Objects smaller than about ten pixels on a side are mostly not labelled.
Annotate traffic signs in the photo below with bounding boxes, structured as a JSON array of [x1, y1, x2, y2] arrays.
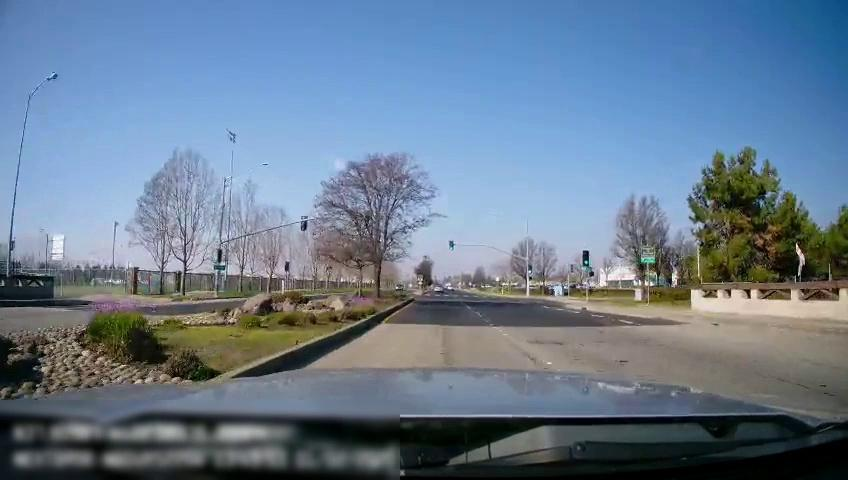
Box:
[[640, 244, 657, 265], [213, 264, 226, 271]]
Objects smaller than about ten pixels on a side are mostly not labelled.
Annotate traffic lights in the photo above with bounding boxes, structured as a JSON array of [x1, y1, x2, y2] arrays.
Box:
[[299, 214, 309, 232], [581, 248, 591, 268], [527, 263, 533, 275], [216, 247, 223, 264], [284, 260, 290, 273]]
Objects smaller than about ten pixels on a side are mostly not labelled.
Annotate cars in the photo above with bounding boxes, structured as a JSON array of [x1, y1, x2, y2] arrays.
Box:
[[432, 284, 444, 293]]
